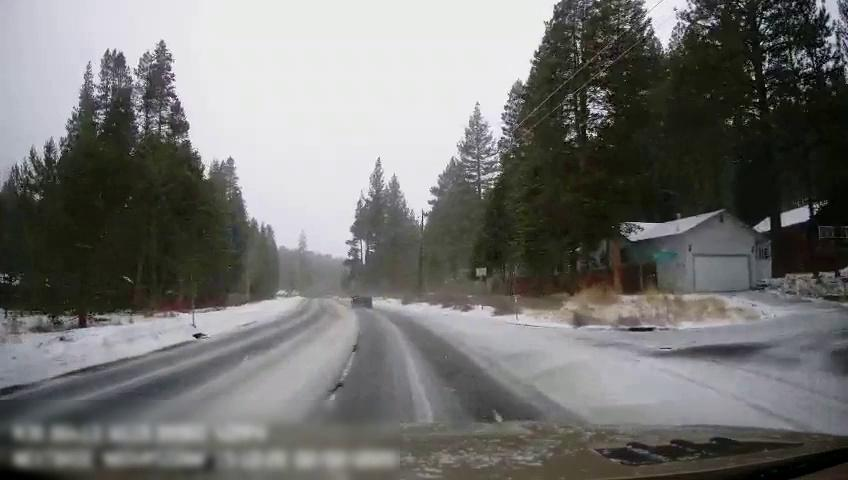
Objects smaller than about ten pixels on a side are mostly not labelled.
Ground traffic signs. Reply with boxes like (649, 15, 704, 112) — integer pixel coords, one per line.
(653, 251, 676, 260)
(475, 267, 487, 277)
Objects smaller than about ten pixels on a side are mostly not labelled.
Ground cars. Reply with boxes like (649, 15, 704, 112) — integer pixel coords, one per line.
(350, 291, 373, 310)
